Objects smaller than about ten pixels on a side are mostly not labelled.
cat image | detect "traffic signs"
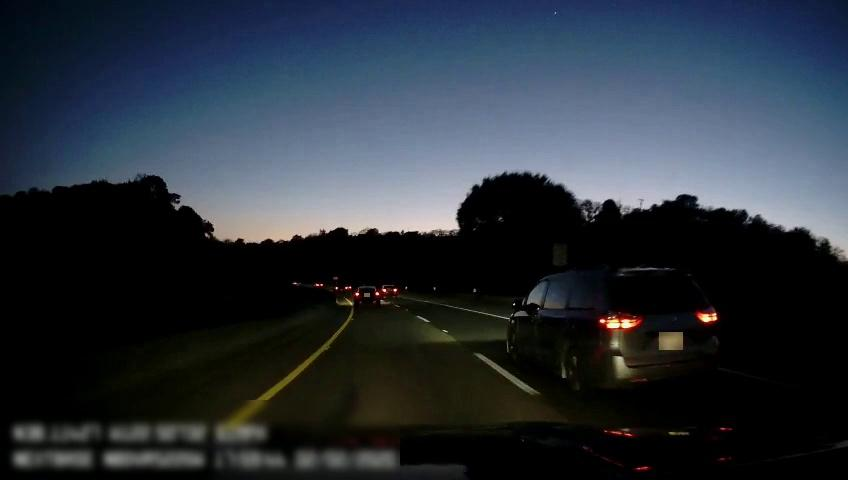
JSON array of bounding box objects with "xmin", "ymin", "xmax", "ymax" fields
[{"xmin": 552, "ymin": 243, "xmax": 568, "ymax": 266}]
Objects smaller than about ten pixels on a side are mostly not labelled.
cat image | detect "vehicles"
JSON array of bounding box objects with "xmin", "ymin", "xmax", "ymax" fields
[
  {"xmin": 353, "ymin": 286, "xmax": 381, "ymax": 310},
  {"xmin": 506, "ymin": 268, "xmax": 722, "ymax": 401},
  {"xmin": 381, "ymin": 285, "xmax": 398, "ymax": 298}
]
